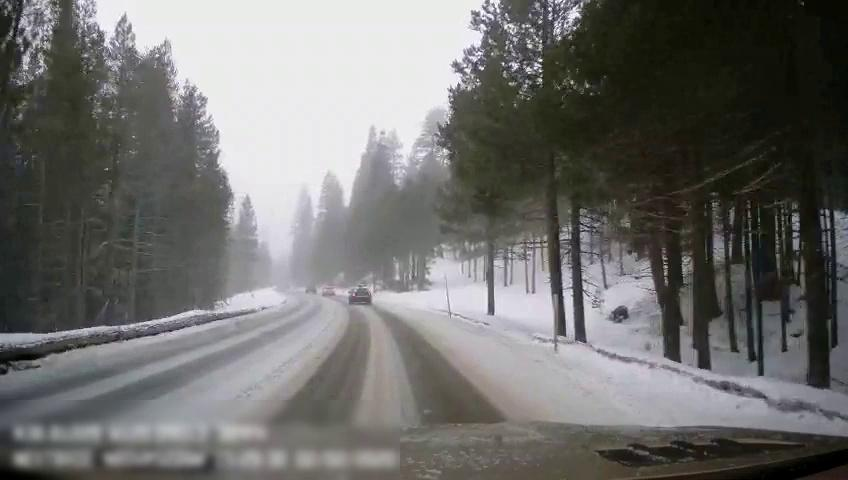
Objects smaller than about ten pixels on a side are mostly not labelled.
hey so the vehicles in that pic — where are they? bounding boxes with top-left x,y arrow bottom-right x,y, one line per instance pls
322,286 -> 335,297
348,285 -> 372,305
